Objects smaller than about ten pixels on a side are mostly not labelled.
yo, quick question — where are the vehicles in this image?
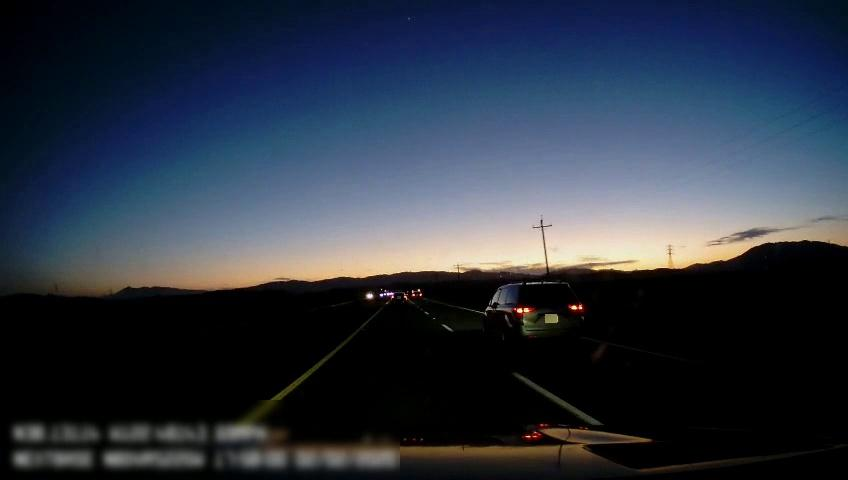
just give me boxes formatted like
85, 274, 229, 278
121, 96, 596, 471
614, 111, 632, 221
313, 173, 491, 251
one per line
411, 290, 423, 300
390, 291, 408, 305
481, 281, 586, 344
